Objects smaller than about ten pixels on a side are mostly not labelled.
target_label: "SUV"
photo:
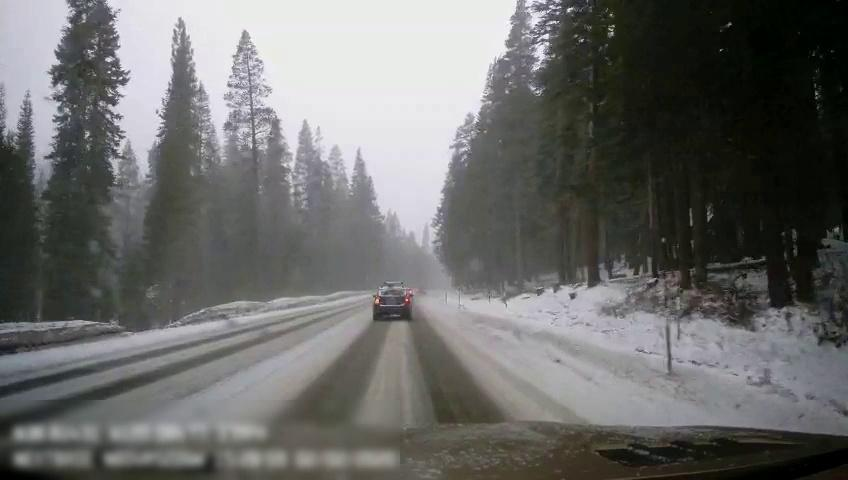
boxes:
[372,280,414,321]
